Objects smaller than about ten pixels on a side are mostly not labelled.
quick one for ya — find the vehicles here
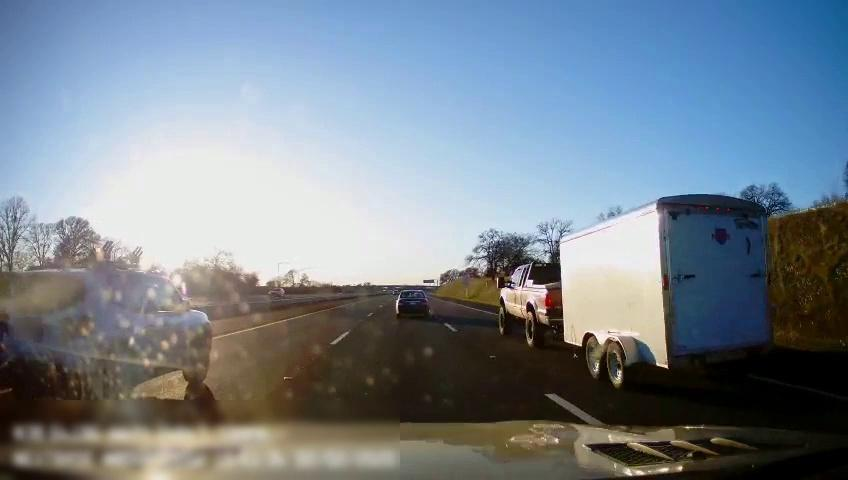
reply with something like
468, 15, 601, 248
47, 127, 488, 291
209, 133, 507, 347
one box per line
560, 193, 771, 392
0, 269, 214, 427
496, 262, 563, 351
267, 287, 286, 300
395, 289, 429, 320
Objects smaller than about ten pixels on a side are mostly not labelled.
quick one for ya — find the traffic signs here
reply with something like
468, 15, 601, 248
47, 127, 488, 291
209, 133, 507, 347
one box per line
424, 280, 435, 285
